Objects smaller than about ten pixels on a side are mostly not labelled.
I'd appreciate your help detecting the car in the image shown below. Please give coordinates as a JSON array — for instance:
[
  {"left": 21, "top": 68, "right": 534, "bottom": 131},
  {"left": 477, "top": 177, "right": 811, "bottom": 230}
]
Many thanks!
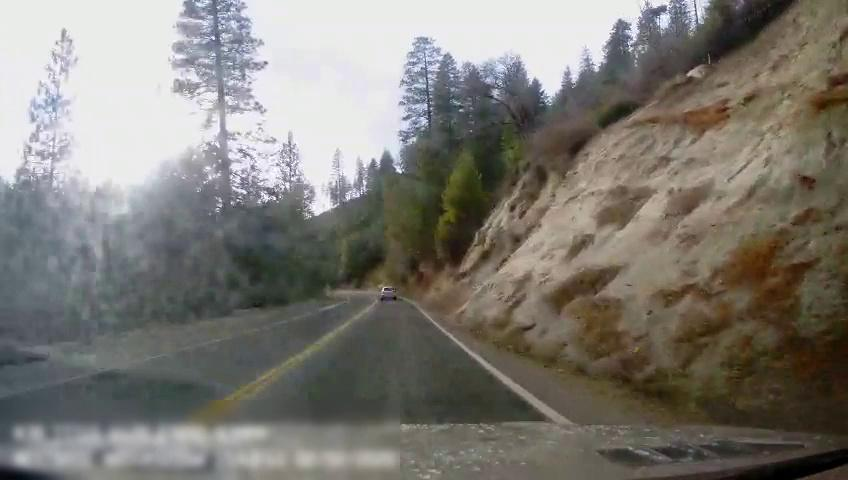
[{"left": 380, "top": 285, "right": 397, "bottom": 301}]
